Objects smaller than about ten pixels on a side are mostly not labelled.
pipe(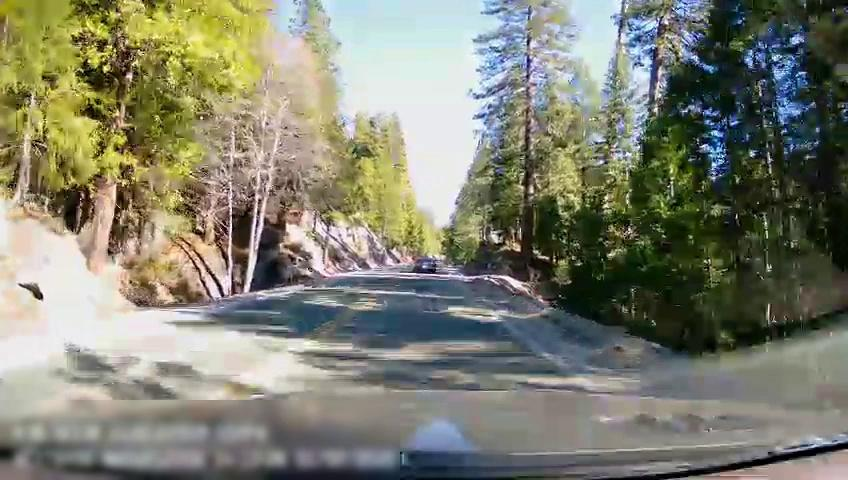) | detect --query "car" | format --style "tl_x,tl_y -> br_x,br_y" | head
415,255 -> 438,274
